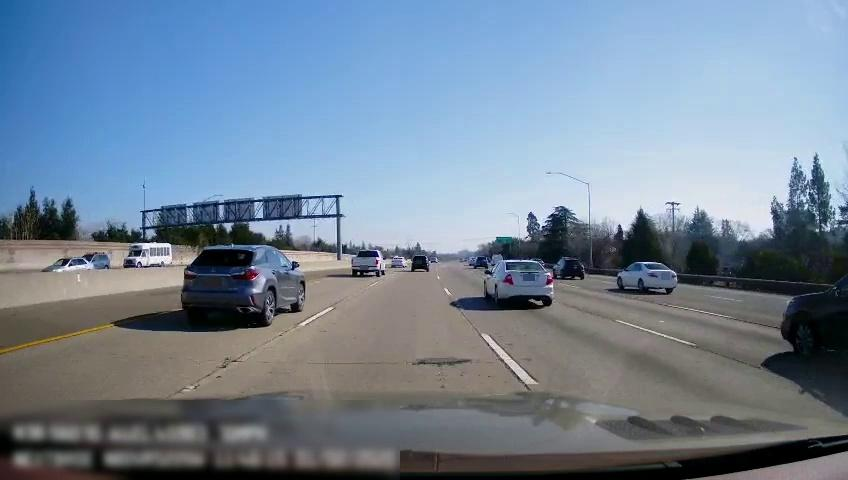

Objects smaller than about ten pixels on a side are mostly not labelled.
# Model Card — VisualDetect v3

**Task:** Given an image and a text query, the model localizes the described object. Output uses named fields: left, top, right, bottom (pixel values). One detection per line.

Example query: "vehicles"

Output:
left=526, top=258, right=545, bottom=270
left=552, top=257, right=585, bottom=280
left=473, top=256, right=489, bottom=270
left=616, top=261, right=677, bottom=295
left=41, top=255, right=96, bottom=273
left=351, top=249, right=388, bottom=278
left=78, top=252, right=112, bottom=271
left=491, top=254, right=504, bottom=267
left=411, top=254, right=430, bottom=273
left=390, top=256, right=407, bottom=268
left=779, top=271, right=848, bottom=360
left=483, top=258, right=554, bottom=307
left=178, top=244, right=308, bottom=327
left=468, top=256, right=478, bottom=267
left=122, top=242, right=174, bottom=268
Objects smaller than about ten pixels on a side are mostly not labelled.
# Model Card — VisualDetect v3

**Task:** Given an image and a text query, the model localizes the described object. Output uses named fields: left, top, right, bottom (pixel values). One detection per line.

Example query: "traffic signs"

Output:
left=223, top=197, right=255, bottom=222
left=192, top=200, right=220, bottom=224
left=495, top=236, right=513, bottom=246
left=159, top=204, right=187, bottom=226
left=262, top=193, right=303, bottom=219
